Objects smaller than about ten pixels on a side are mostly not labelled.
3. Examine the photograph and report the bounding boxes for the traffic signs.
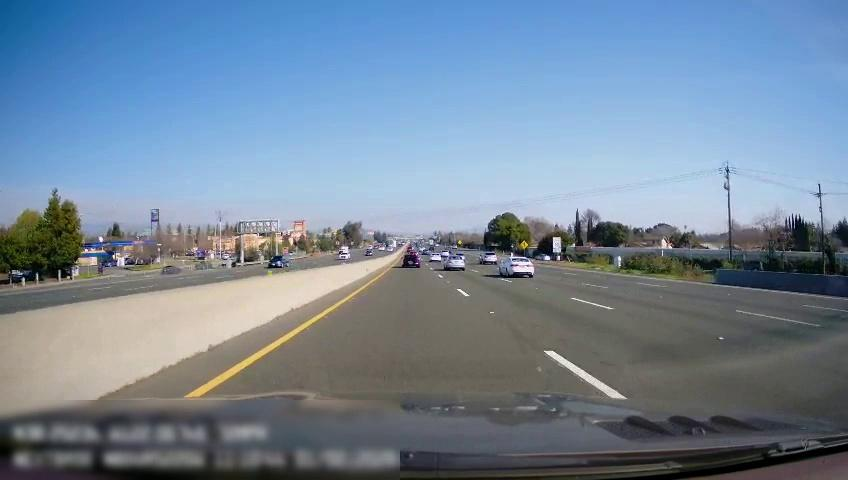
[518,240,529,251]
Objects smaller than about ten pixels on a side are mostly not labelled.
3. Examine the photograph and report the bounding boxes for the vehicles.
[193,264,204,271]
[340,246,352,253]
[335,250,352,260]
[443,256,466,272]
[498,256,535,278]
[428,252,443,263]
[479,252,498,264]
[160,265,176,274]
[364,248,376,257]
[268,255,290,269]
[403,253,420,268]
[535,253,551,261]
